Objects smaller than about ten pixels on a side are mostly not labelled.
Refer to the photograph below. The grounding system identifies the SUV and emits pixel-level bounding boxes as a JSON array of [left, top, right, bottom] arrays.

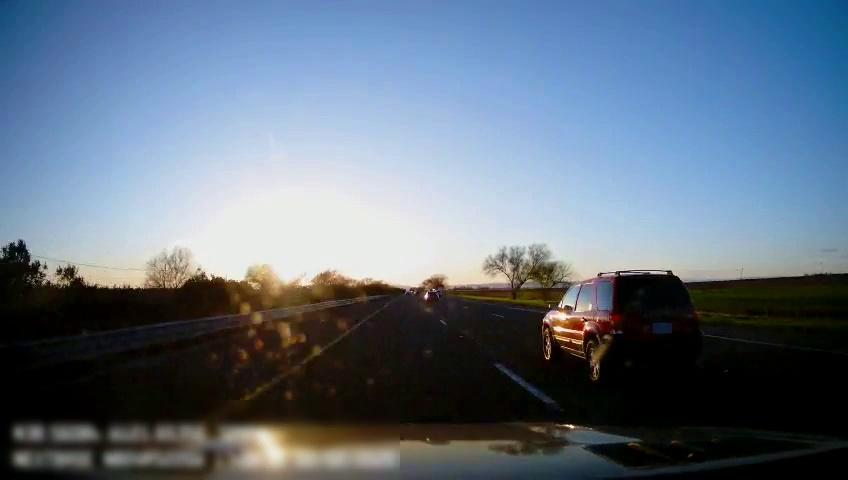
[[540, 270, 704, 390]]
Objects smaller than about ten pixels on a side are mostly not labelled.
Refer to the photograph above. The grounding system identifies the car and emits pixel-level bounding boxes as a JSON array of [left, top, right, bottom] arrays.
[[424, 291, 439, 303]]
